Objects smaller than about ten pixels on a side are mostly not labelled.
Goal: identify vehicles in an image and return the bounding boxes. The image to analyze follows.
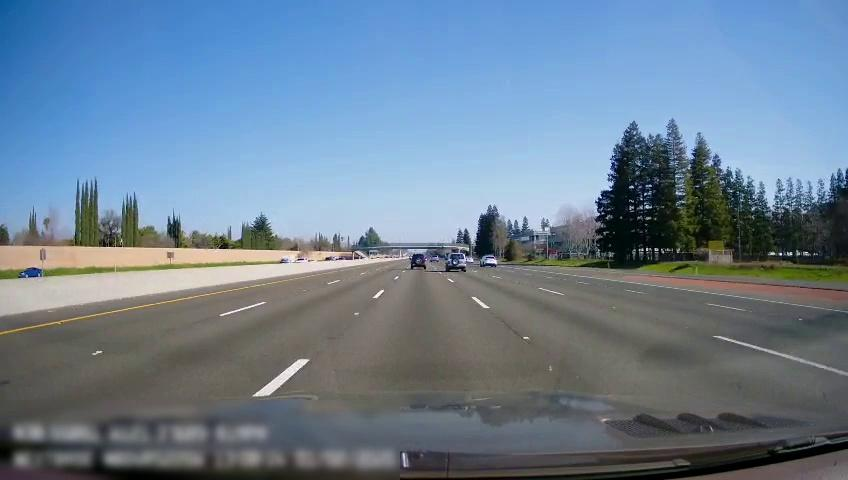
[479,255,498,267]
[18,267,43,278]
[295,257,309,263]
[445,252,468,272]
[410,253,426,270]
[279,258,293,264]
